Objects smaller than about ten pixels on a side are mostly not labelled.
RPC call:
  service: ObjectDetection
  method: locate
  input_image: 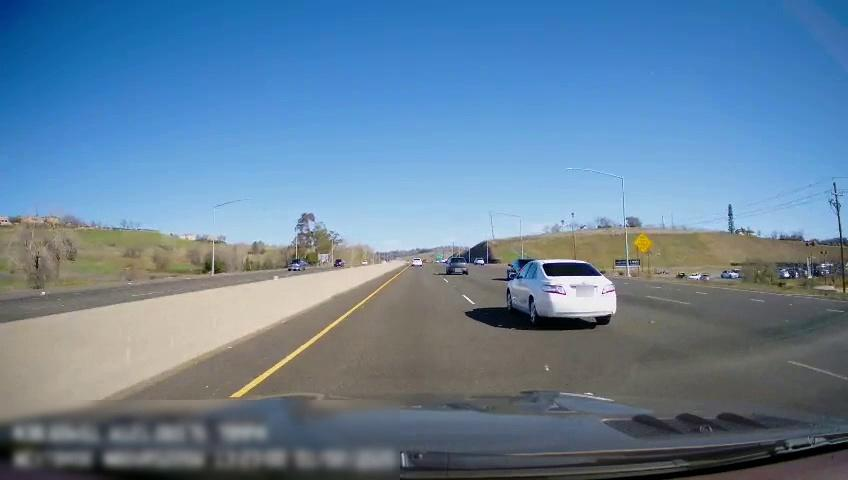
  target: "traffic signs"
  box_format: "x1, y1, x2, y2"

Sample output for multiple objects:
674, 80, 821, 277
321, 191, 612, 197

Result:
632, 231, 654, 256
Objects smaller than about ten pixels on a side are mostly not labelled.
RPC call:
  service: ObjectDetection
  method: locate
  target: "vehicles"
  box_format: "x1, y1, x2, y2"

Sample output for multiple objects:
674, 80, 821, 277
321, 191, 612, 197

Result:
506, 261, 616, 327
333, 258, 345, 267
411, 257, 422, 267
288, 259, 307, 271
505, 258, 535, 281
473, 256, 485, 265
446, 257, 469, 276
